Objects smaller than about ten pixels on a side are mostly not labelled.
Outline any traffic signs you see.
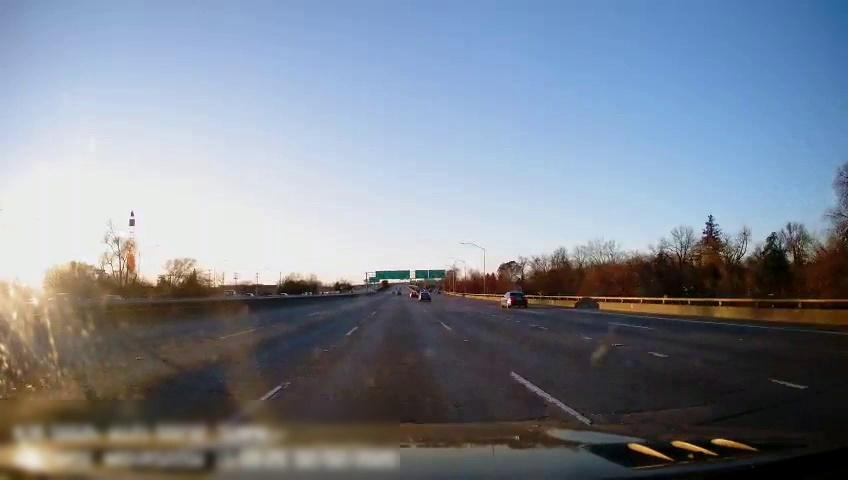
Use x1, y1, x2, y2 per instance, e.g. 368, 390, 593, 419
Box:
375, 270, 411, 279
415, 270, 428, 279
428, 269, 445, 278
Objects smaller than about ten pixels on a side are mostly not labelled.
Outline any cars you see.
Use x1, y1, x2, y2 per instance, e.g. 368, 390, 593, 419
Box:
419, 292, 431, 302
499, 291, 528, 309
